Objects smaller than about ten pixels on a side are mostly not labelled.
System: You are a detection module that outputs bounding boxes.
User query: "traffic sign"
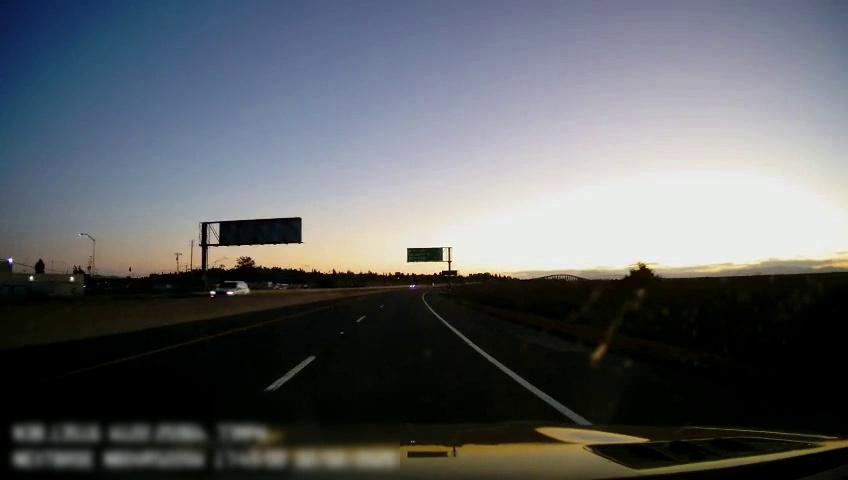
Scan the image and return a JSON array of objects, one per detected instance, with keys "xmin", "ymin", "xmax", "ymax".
[{"xmin": 406, "ymin": 247, "xmax": 444, "ymax": 263}]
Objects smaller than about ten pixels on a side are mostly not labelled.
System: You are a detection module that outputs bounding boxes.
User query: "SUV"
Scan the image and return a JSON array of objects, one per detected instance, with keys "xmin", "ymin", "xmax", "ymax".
[{"xmin": 209, "ymin": 280, "xmax": 252, "ymax": 297}]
